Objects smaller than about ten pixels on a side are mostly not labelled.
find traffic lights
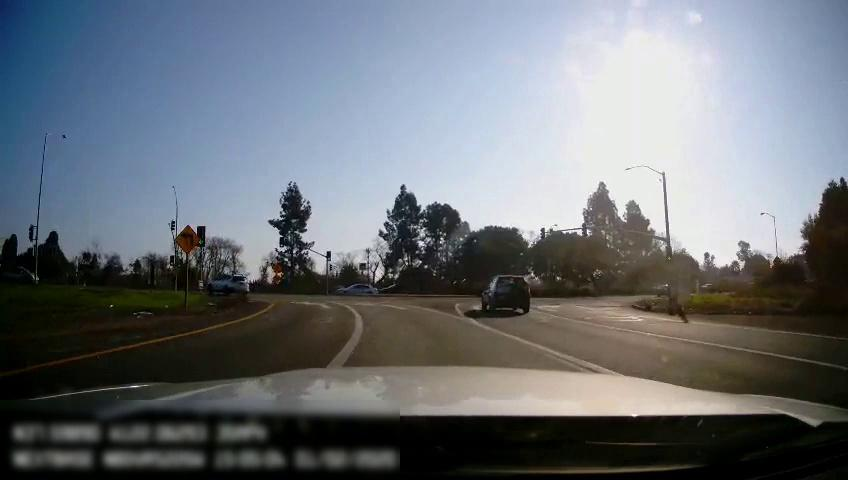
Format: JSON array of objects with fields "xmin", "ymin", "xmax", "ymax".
[
  {"xmin": 665, "ymin": 246, "xmax": 673, "ymax": 265},
  {"xmin": 169, "ymin": 255, "xmax": 175, "ymax": 267},
  {"xmin": 170, "ymin": 219, "xmax": 175, "ymax": 232},
  {"xmin": 279, "ymin": 236, "xmax": 286, "ymax": 247},
  {"xmin": 581, "ymin": 222, "xmax": 587, "ymax": 237},
  {"xmin": 26, "ymin": 225, "xmax": 33, "ymax": 242},
  {"xmin": 195, "ymin": 226, "xmax": 207, "ymax": 249},
  {"xmin": 540, "ymin": 228, "xmax": 545, "ymax": 240},
  {"xmin": 326, "ymin": 250, "xmax": 333, "ymax": 263}
]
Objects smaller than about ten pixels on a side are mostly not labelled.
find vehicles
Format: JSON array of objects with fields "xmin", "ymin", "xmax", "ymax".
[
  {"xmin": 481, "ymin": 275, "xmax": 532, "ymax": 315},
  {"xmin": 6, "ymin": 267, "xmax": 41, "ymax": 288},
  {"xmin": 204, "ymin": 273, "xmax": 251, "ymax": 295},
  {"xmin": 335, "ymin": 283, "xmax": 378, "ymax": 298},
  {"xmin": 377, "ymin": 284, "xmax": 409, "ymax": 296}
]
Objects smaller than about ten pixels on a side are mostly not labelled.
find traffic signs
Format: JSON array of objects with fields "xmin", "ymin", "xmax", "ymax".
[
  {"xmin": 177, "ymin": 226, "xmax": 196, "ymax": 254},
  {"xmin": 273, "ymin": 273, "xmax": 281, "ymax": 284},
  {"xmin": 272, "ymin": 262, "xmax": 281, "ymax": 273}
]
